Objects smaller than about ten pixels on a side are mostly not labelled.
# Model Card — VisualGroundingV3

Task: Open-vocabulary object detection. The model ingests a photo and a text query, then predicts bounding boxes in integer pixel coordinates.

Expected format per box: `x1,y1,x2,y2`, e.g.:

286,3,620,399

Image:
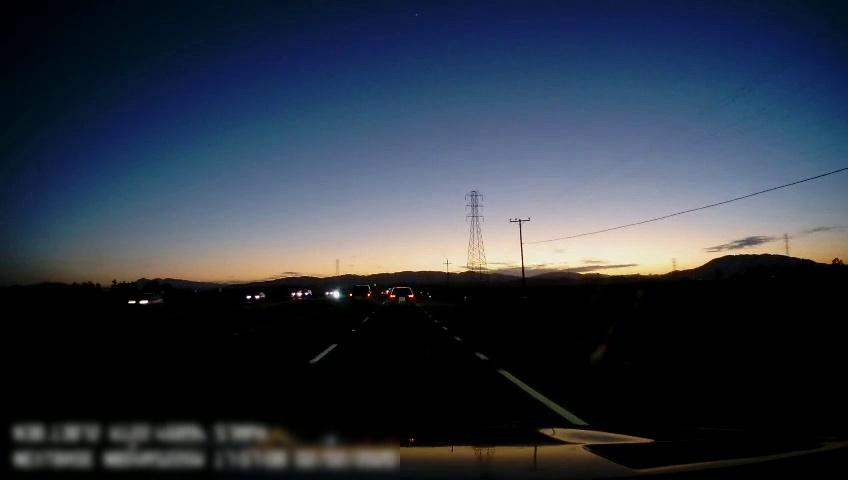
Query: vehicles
301,289,313,298
389,286,415,309
289,289,304,301
245,290,266,303
127,292,164,309
349,284,373,306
